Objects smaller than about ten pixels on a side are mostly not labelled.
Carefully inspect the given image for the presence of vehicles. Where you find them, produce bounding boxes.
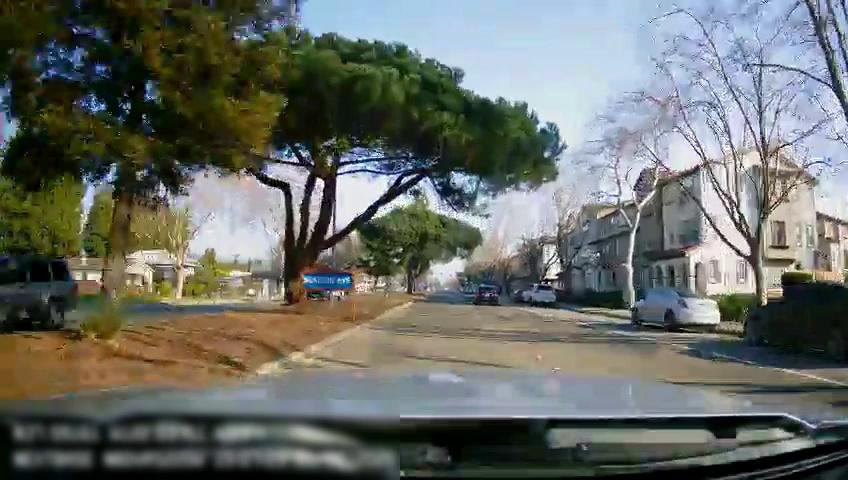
[519,283,557,306]
[0,253,79,333]
[628,285,721,332]
[742,281,848,363]
[510,288,523,304]
[473,284,500,305]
